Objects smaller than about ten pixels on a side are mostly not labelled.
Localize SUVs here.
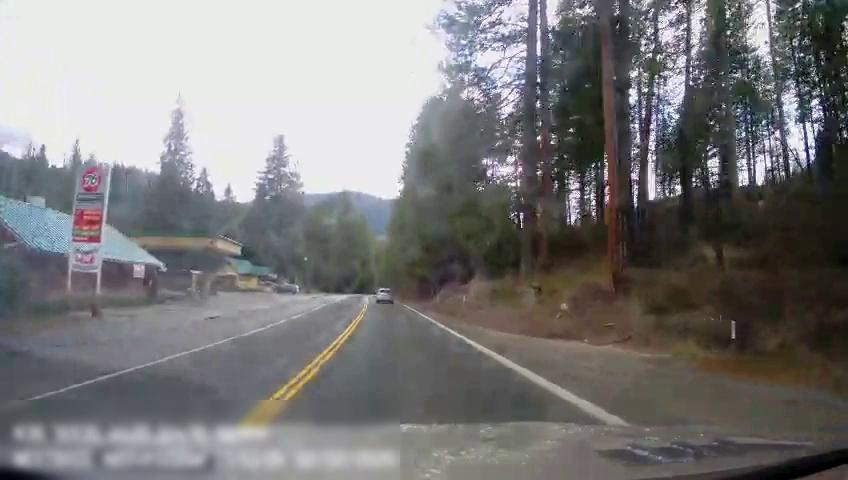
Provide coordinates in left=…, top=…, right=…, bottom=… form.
left=375, top=288, right=394, bottom=304
left=273, top=283, right=299, bottom=294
